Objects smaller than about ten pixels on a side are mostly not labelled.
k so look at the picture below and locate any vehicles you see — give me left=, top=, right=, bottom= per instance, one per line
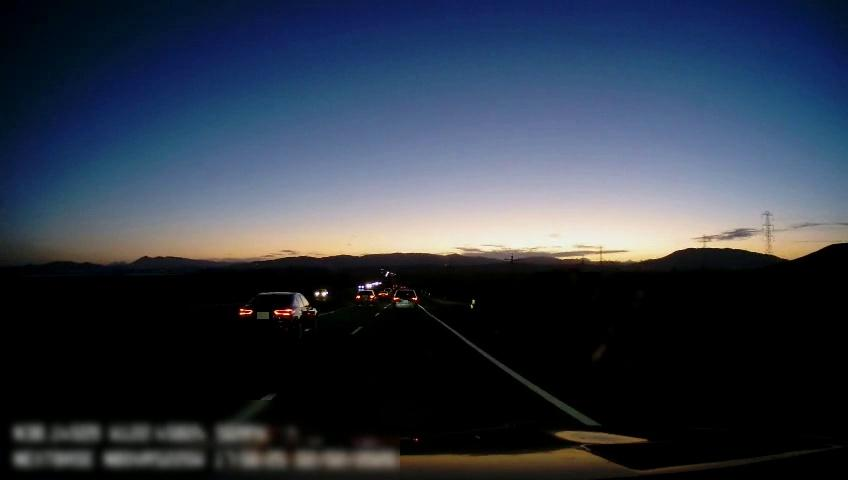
left=313, top=288, right=329, bottom=298
left=377, top=290, right=390, bottom=300
left=237, top=291, right=319, bottom=341
left=354, top=288, right=378, bottom=307
left=392, top=288, right=419, bottom=313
